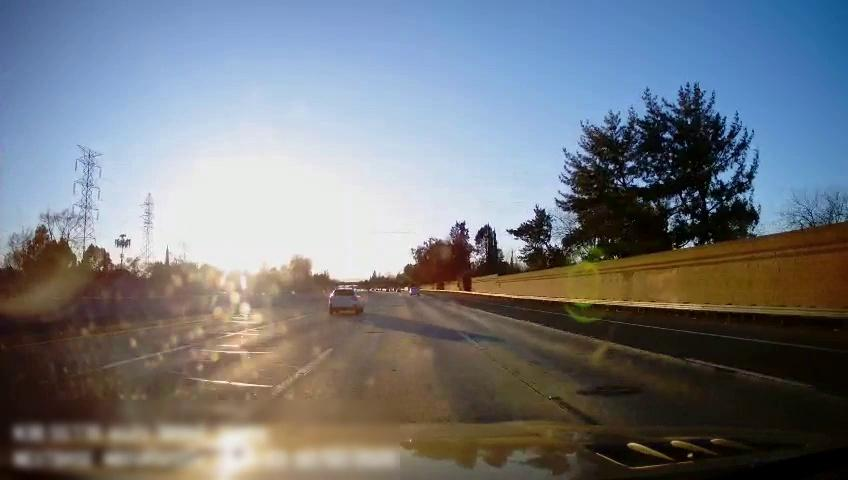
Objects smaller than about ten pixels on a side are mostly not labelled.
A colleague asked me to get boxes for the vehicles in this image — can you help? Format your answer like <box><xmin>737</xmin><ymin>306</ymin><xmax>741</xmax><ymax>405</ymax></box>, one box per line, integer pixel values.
<box><xmin>329</xmin><ymin>288</ymin><xmax>364</xmax><ymax>316</ymax></box>
<box><xmin>408</xmin><ymin>286</ymin><xmax>420</xmax><ymax>297</ymax></box>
